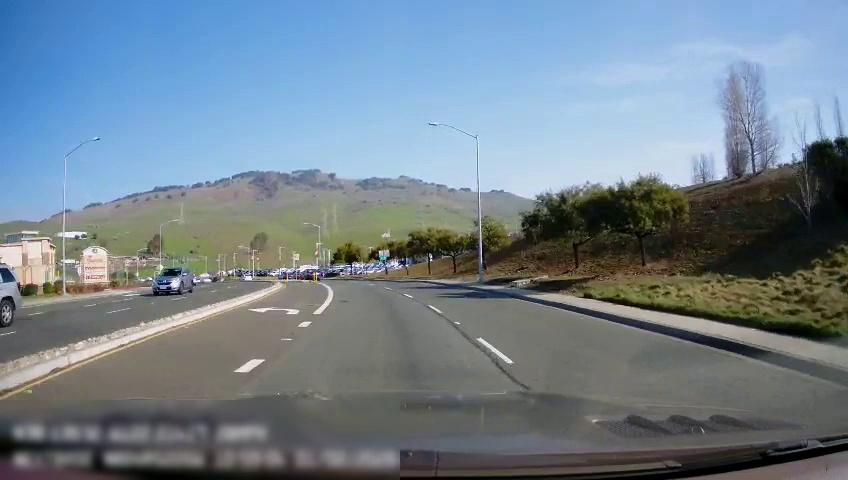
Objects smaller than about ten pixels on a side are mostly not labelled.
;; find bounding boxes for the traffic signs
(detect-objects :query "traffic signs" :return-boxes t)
[377,246,391,258]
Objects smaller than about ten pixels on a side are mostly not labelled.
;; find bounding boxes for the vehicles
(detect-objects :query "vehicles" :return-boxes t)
[0,262,23,329]
[152,268,194,297]
[239,274,253,281]
[302,267,323,280]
